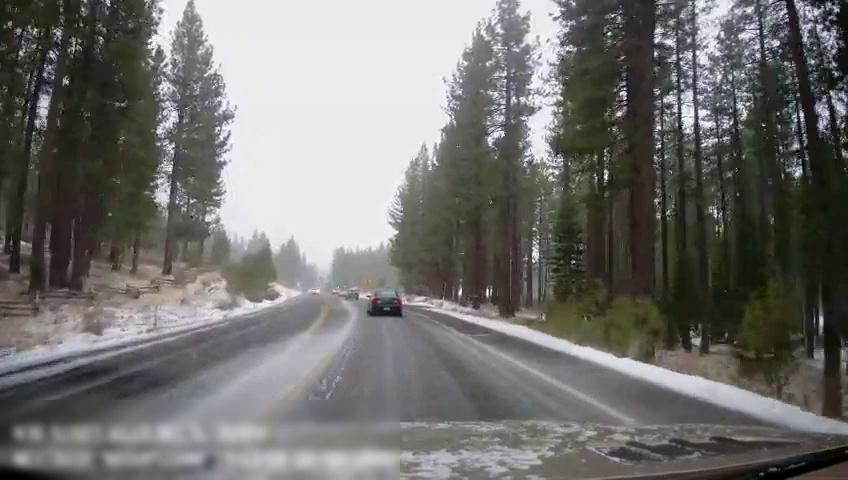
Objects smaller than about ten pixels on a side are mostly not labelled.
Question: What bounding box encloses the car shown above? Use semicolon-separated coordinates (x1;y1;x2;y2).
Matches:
365;292;403;317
